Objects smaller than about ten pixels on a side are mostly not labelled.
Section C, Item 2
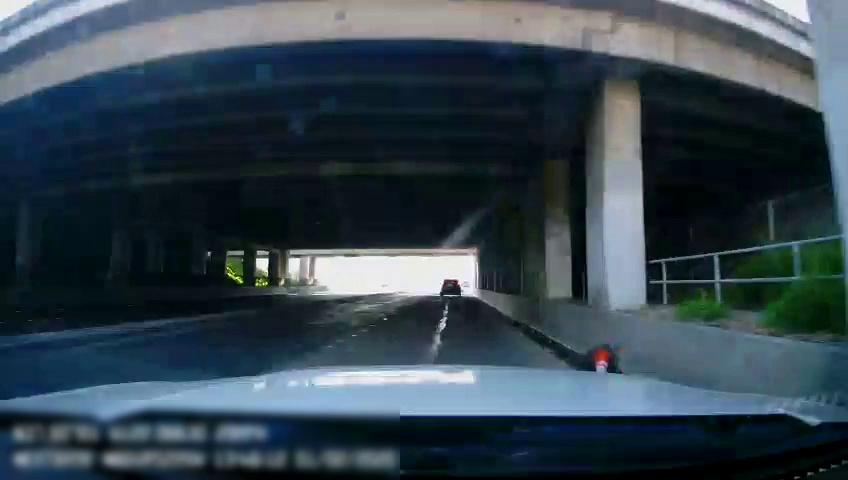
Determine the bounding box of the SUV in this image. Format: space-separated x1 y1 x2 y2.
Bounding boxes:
440 278 462 297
